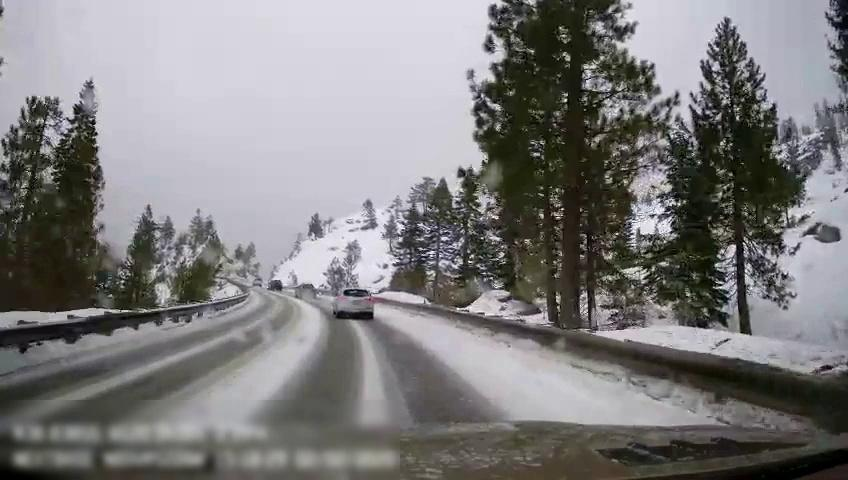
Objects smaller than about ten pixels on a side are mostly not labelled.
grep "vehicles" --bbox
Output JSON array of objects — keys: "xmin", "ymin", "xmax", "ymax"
[
  {"xmin": 252, "ymin": 277, "xmax": 263, "ymax": 287},
  {"xmin": 333, "ymin": 287, "xmax": 375, "ymax": 320},
  {"xmin": 267, "ymin": 279, "xmax": 283, "ymax": 291},
  {"xmin": 295, "ymin": 283, "xmax": 316, "ymax": 299}
]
